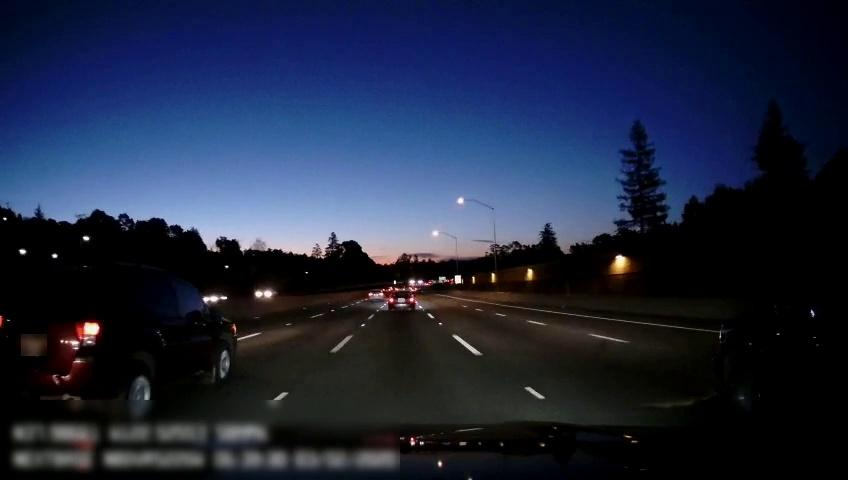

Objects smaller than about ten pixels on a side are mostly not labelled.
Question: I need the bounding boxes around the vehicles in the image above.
[254,287,278,299]
[202,292,228,305]
[0,262,237,426]
[713,262,848,424]
[388,290,416,312]
[368,289,385,302]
